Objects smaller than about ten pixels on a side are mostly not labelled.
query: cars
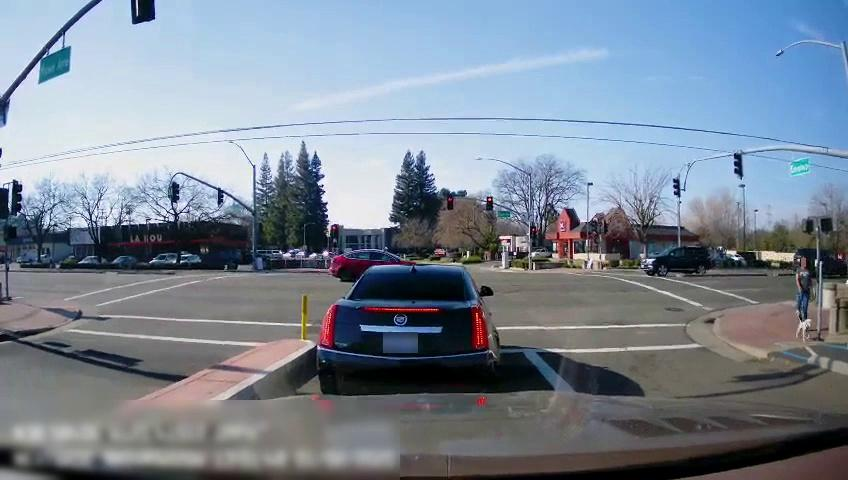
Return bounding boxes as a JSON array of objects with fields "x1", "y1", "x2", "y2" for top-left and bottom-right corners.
[
  {"x1": 329, "y1": 249, "x2": 417, "y2": 282},
  {"x1": 148, "y1": 253, "x2": 180, "y2": 266},
  {"x1": 316, "y1": 263, "x2": 503, "y2": 397},
  {"x1": 79, "y1": 256, "x2": 106, "y2": 266},
  {"x1": 112, "y1": 256, "x2": 136, "y2": 266},
  {"x1": 171, "y1": 254, "x2": 202, "y2": 265}
]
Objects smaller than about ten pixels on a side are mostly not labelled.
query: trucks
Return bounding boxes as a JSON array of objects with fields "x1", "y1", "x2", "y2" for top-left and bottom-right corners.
[{"x1": 528, "y1": 248, "x2": 554, "y2": 258}]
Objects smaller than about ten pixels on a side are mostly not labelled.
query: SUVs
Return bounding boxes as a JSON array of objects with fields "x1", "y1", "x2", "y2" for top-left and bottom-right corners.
[
  {"x1": 792, "y1": 248, "x2": 848, "y2": 279},
  {"x1": 640, "y1": 246, "x2": 713, "y2": 277}
]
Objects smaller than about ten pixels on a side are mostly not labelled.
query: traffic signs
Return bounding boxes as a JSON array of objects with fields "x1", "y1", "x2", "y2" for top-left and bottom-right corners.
[
  {"x1": 791, "y1": 158, "x2": 811, "y2": 175},
  {"x1": 39, "y1": 46, "x2": 72, "y2": 82},
  {"x1": 496, "y1": 211, "x2": 511, "y2": 218}
]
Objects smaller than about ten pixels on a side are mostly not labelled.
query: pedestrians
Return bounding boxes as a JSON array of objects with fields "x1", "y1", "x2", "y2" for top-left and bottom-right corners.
[{"x1": 794, "y1": 256, "x2": 814, "y2": 324}]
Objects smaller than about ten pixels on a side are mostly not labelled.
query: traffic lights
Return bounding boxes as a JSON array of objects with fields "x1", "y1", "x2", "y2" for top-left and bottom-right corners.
[
  {"x1": 4, "y1": 227, "x2": 17, "y2": 240},
  {"x1": 801, "y1": 218, "x2": 815, "y2": 233},
  {"x1": 602, "y1": 220, "x2": 609, "y2": 235},
  {"x1": 733, "y1": 152, "x2": 743, "y2": 178},
  {"x1": 331, "y1": 224, "x2": 340, "y2": 240},
  {"x1": 591, "y1": 220, "x2": 598, "y2": 235},
  {"x1": 171, "y1": 181, "x2": 181, "y2": 203},
  {"x1": 131, "y1": 0, "x2": 157, "y2": 25},
  {"x1": 672, "y1": 178, "x2": 681, "y2": 198},
  {"x1": 11, "y1": 179, "x2": 24, "y2": 215},
  {"x1": 217, "y1": 188, "x2": 224, "y2": 206},
  {"x1": 446, "y1": 194, "x2": 454, "y2": 210},
  {"x1": 530, "y1": 226, "x2": 537, "y2": 239},
  {"x1": 0, "y1": 188, "x2": 9, "y2": 220},
  {"x1": 818, "y1": 218, "x2": 833, "y2": 232},
  {"x1": 486, "y1": 196, "x2": 493, "y2": 211}
]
